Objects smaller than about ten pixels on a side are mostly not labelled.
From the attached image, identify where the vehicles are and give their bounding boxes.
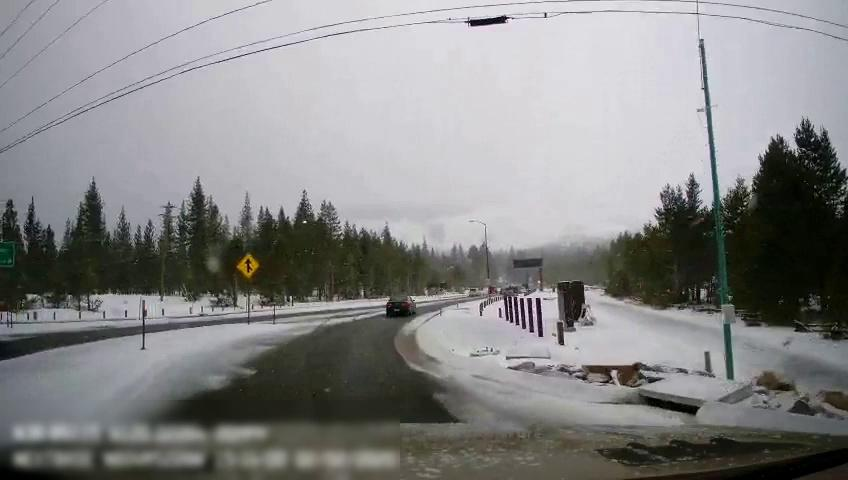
[468,287,479,297]
[385,293,417,317]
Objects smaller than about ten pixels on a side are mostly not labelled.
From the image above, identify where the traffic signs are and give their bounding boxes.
[236,252,261,281]
[0,240,16,268]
